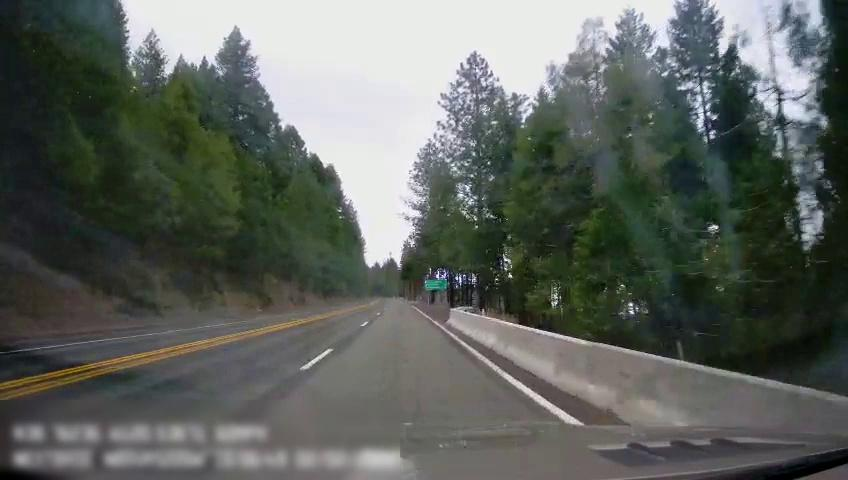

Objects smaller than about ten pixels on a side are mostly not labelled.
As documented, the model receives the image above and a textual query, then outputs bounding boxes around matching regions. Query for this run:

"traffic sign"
[424,279,448,291]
